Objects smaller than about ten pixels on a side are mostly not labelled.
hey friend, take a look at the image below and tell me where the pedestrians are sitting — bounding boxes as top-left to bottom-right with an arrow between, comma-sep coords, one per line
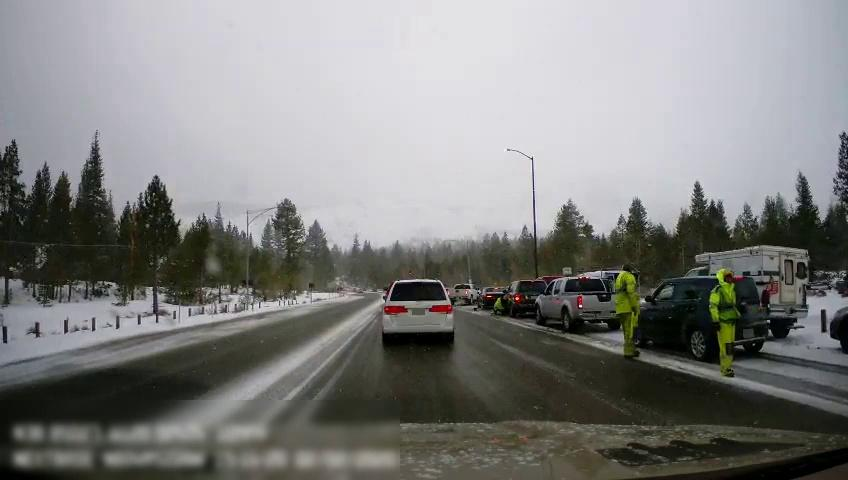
708,269 -> 742,377
614,259 -> 641,358
495,297 -> 504,313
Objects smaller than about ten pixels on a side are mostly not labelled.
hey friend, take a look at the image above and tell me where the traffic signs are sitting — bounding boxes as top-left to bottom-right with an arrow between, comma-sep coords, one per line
562,267 -> 573,275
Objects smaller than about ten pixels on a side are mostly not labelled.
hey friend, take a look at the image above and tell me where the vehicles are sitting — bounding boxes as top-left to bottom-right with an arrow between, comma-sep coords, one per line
684,244 -> 812,339
385,281 -> 395,295
448,283 -> 480,305
501,278 -> 547,318
533,275 -> 623,332
578,270 -> 641,294
632,276 -> 770,362
381,279 -> 455,345
476,287 -> 504,310
829,304 -> 848,353
539,275 -> 563,284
